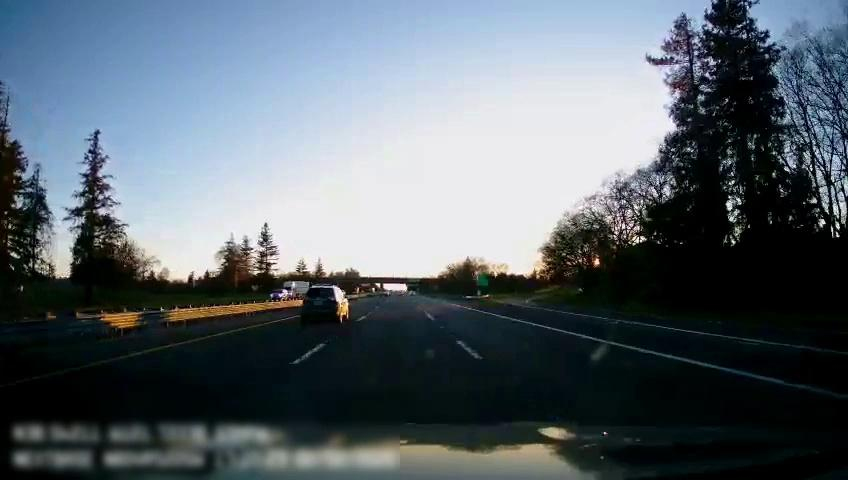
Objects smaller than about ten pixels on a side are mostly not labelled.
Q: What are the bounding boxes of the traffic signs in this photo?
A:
[475,274,491,286]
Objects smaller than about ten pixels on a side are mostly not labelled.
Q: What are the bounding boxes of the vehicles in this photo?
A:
[301,286,351,326]
[268,289,290,302]
[380,289,390,297]
[283,281,310,300]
